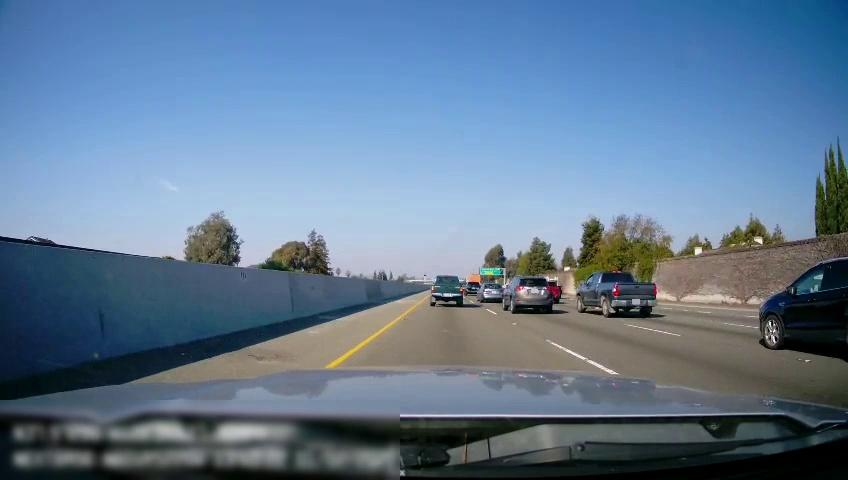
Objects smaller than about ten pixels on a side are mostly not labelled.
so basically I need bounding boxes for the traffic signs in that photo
[479,267,502,276]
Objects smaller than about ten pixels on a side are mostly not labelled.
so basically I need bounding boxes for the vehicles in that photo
[544,281,563,305]
[477,282,504,304]
[758,256,848,351]
[502,275,554,314]
[430,275,464,306]
[575,270,656,319]
[463,281,480,297]
[541,276,560,288]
